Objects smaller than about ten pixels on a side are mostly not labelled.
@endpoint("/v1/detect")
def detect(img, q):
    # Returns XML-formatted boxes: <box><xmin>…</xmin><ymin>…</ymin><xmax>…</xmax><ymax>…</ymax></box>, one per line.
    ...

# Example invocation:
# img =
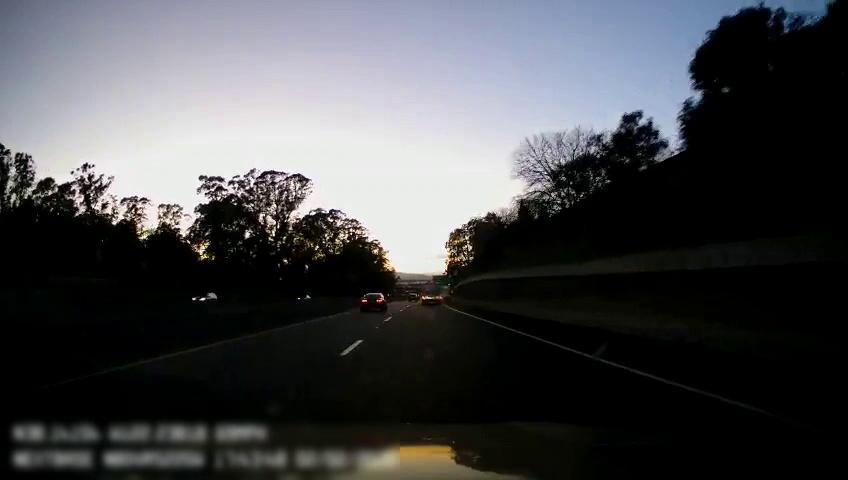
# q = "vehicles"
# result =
<box><xmin>407</xmin><ymin>292</ymin><xmax>418</xmax><ymax>301</ymax></box>
<box><xmin>297</xmin><ymin>293</ymin><xmax>311</xmax><ymax>301</ymax></box>
<box><xmin>190</xmin><ymin>291</ymin><xmax>218</xmax><ymax>305</ymax></box>
<box><xmin>420</xmin><ymin>283</ymin><xmax>443</xmax><ymax>305</ymax></box>
<box><xmin>358</xmin><ymin>292</ymin><xmax>389</xmax><ymax>314</ymax></box>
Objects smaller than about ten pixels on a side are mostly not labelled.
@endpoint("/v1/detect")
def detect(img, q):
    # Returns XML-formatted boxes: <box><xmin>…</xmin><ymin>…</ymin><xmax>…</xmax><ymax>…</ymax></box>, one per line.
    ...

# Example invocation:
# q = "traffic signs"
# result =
<box><xmin>433</xmin><ymin>275</ymin><xmax>450</xmax><ymax>286</ymax></box>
